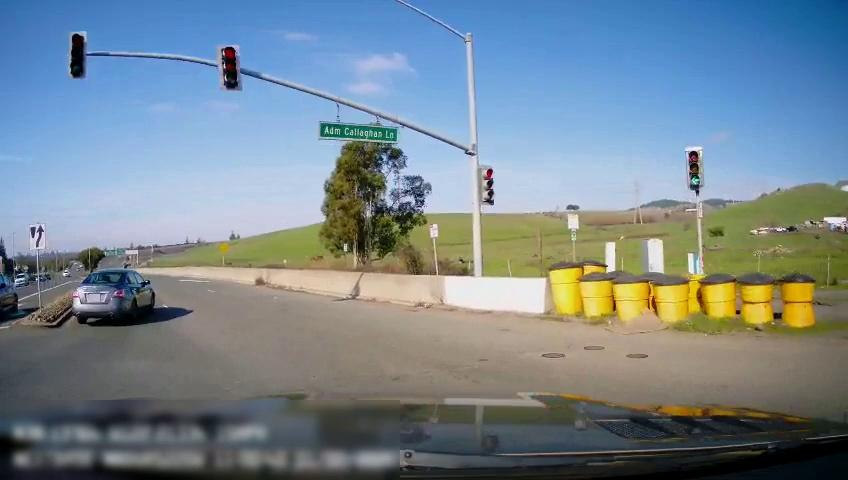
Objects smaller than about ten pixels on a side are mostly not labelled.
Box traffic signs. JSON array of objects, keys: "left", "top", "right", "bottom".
[
  {"left": 429, "top": 222, "right": 440, "bottom": 239},
  {"left": 217, "top": 241, "right": 231, "bottom": 257},
  {"left": 28, "top": 222, "right": 47, "bottom": 249},
  {"left": 566, "top": 212, "right": 581, "bottom": 231},
  {"left": 318, "top": 119, "right": 400, "bottom": 145}
]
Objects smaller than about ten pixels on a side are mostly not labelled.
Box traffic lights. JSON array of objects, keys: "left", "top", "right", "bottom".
[
  {"left": 477, "top": 163, "right": 496, "bottom": 208},
  {"left": 66, "top": 29, "right": 89, "bottom": 81},
  {"left": 218, "top": 42, "right": 242, "bottom": 91},
  {"left": 685, "top": 145, "right": 706, "bottom": 191}
]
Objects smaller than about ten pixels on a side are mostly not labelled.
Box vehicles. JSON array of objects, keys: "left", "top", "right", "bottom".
[
  {"left": 0, "top": 276, "right": 19, "bottom": 316},
  {"left": 34, "top": 274, "right": 47, "bottom": 282},
  {"left": 14, "top": 273, "right": 30, "bottom": 287},
  {"left": 71, "top": 268, "right": 156, "bottom": 325}
]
